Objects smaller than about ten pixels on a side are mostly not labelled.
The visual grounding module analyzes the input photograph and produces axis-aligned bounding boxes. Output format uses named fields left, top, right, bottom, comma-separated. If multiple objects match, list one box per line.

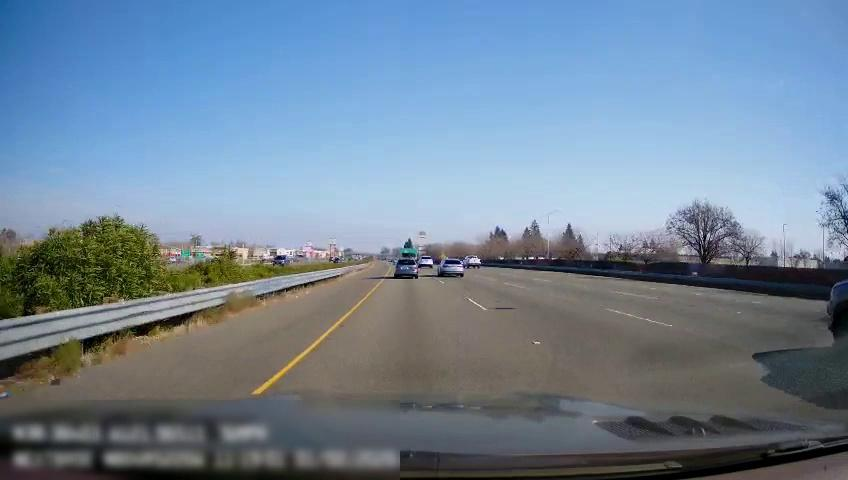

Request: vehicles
left=418, top=256, right=433, bottom=269
left=393, top=259, right=418, bottom=279
left=436, top=258, right=465, bottom=278
left=462, top=255, right=481, bottom=269
left=271, top=254, right=290, bottom=265
left=823, top=279, right=848, bottom=342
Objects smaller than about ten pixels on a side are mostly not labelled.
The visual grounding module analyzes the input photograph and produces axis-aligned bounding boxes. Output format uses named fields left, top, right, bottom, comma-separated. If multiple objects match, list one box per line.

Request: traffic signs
left=400, top=248, right=416, bottom=255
